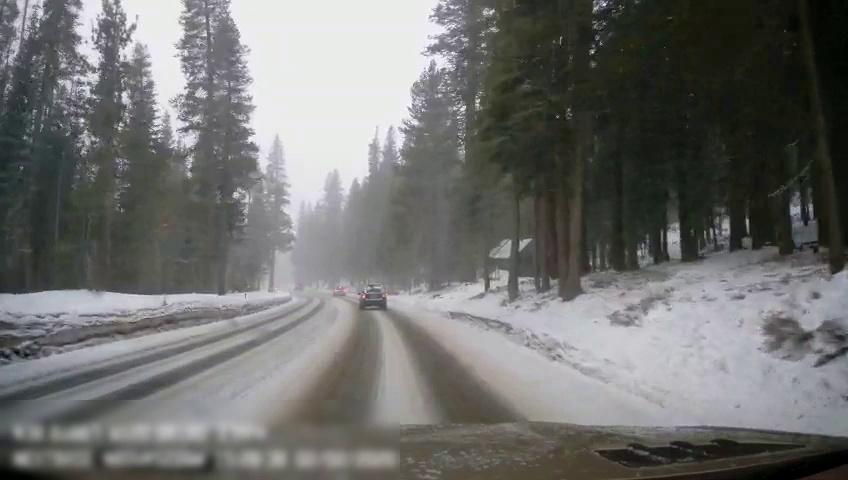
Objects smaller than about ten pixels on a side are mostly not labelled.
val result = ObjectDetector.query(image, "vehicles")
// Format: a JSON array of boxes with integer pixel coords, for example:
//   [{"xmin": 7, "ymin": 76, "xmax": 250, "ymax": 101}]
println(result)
[
  {"xmin": 357, "ymin": 284, "xmax": 387, "ymax": 311},
  {"xmin": 294, "ymin": 283, "xmax": 305, "ymax": 291},
  {"xmin": 332, "ymin": 286, "xmax": 346, "ymax": 297}
]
